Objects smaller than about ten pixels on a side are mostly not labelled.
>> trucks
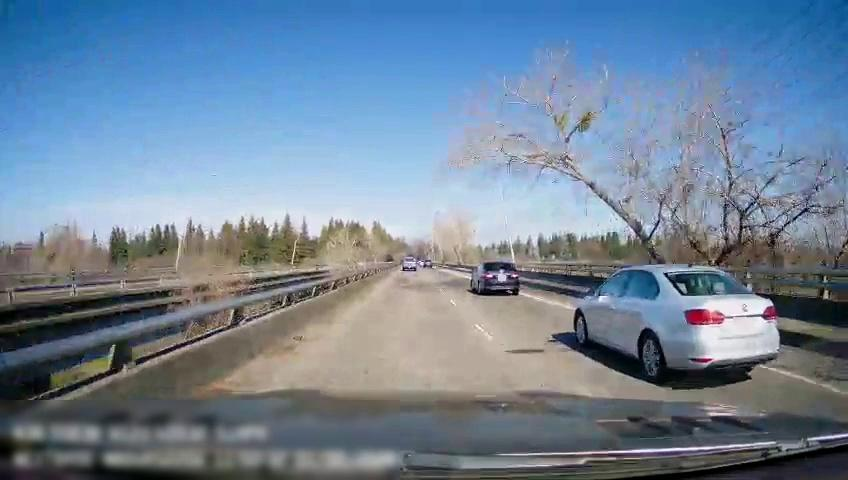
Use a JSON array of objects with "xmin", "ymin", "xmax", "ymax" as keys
[{"xmin": 402, "ymin": 257, "xmax": 417, "ymax": 271}]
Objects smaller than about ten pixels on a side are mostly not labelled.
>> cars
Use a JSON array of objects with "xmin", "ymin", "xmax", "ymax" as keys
[
  {"xmin": 469, "ymin": 262, "xmax": 520, "ymax": 296},
  {"xmin": 573, "ymin": 264, "xmax": 781, "ymax": 385}
]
